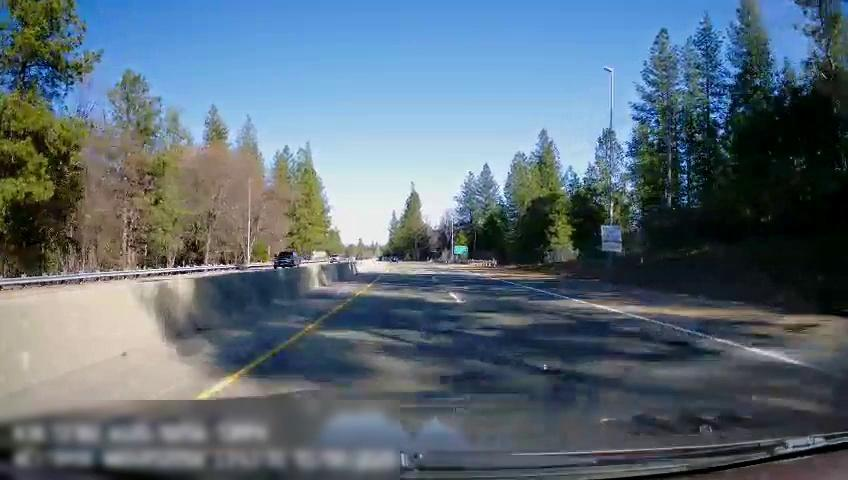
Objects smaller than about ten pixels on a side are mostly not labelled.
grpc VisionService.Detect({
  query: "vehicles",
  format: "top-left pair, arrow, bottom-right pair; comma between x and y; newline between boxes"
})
273,251 -> 302,270
329,254 -> 341,264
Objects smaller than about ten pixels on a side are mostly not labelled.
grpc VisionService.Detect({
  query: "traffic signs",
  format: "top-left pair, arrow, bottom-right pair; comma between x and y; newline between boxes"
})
453,244 -> 469,256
